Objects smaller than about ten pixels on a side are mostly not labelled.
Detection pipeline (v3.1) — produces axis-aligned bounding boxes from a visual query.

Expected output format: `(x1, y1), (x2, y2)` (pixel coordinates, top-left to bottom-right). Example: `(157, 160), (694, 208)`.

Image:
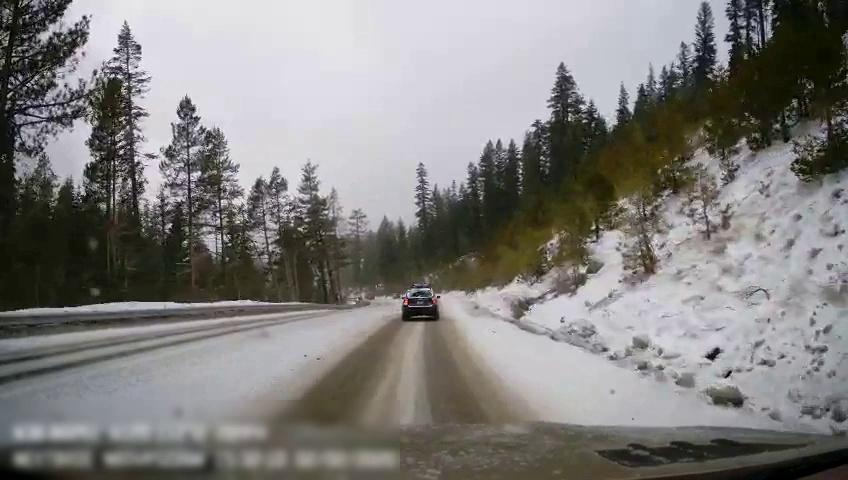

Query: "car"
(401, 284), (440, 322)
